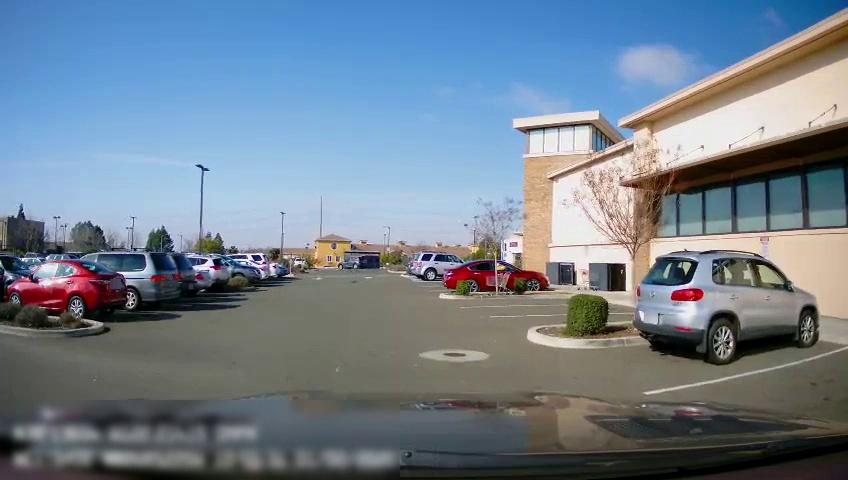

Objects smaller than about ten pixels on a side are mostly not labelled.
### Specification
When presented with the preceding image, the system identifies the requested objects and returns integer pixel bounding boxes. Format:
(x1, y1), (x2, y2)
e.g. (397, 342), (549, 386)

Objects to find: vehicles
(279, 264), (291, 277)
(270, 262), (281, 281)
(408, 252), (465, 281)
(194, 267), (212, 289)
(337, 255), (369, 270)
(217, 256), (261, 284)
(234, 258), (269, 281)
(171, 253), (198, 296)
(228, 253), (273, 276)
(186, 253), (229, 282)
(293, 256), (307, 268)
(442, 258), (549, 291)
(78, 249), (182, 311)
(7, 260), (128, 317)
(0, 251), (33, 296)
(633, 248), (820, 366)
